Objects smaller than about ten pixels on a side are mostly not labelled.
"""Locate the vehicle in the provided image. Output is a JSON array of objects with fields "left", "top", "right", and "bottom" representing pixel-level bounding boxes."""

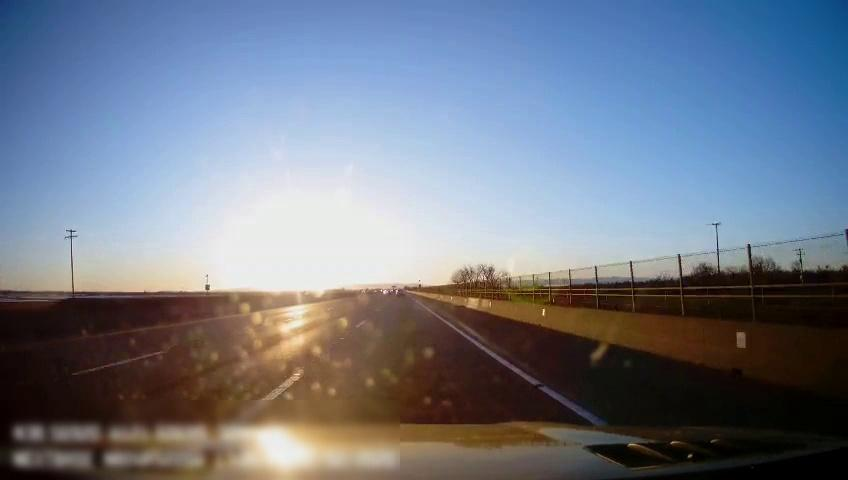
[{"left": 395, "top": 288, "right": 406, "bottom": 297}]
